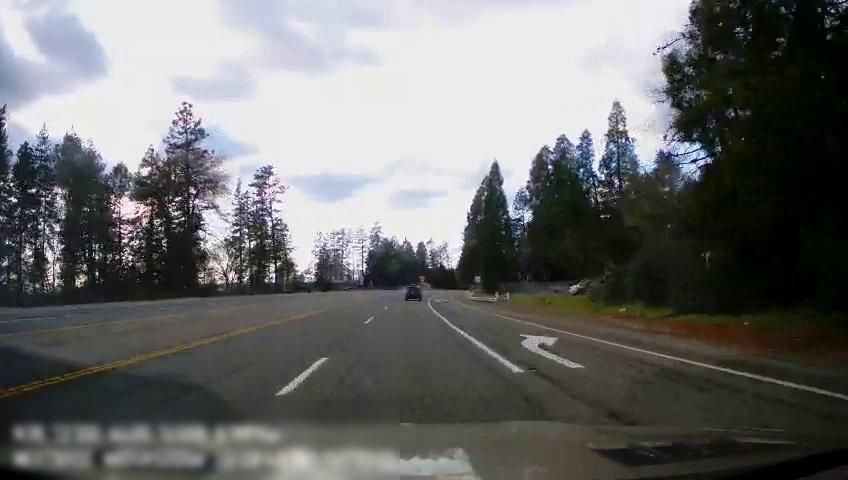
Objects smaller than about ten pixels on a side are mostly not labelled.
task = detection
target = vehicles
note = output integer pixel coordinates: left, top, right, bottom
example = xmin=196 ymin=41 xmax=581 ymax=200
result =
xmin=405 ymin=286 xmax=423 ymax=302
xmin=568 ymin=278 xmax=591 ymax=296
